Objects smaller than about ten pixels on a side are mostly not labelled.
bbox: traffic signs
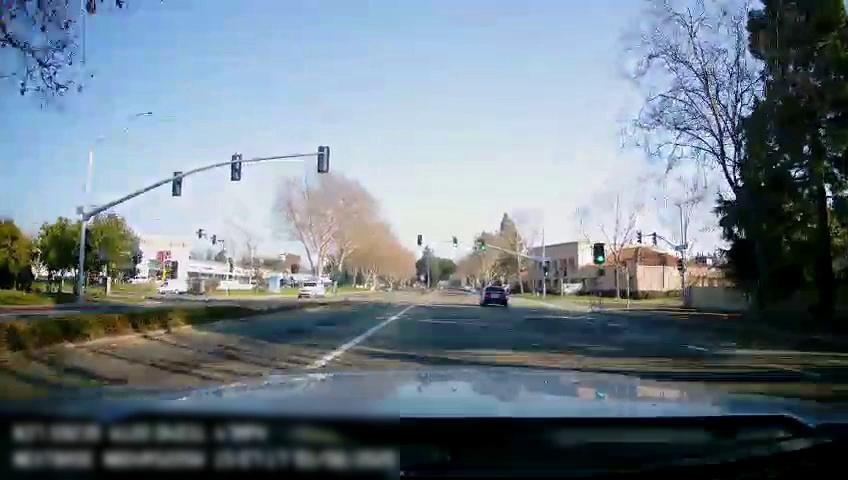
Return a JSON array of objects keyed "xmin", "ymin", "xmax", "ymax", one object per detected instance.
[
  {"xmin": 674, "ymin": 242, "xmax": 689, "ymax": 252},
  {"xmin": 537, "ymin": 255, "xmax": 553, "ymax": 262}
]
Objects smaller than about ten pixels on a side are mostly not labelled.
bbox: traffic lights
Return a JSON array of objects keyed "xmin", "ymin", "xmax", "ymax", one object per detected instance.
[
  {"xmin": 211, "ymin": 234, "xmax": 217, "ymax": 246},
  {"xmin": 677, "ymin": 258, "xmax": 685, "ymax": 272},
  {"xmin": 479, "ymin": 238, "xmax": 488, "ymax": 254},
  {"xmin": 452, "ymin": 235, "xmax": 459, "ymax": 248},
  {"xmin": 230, "ymin": 152, "xmax": 243, "ymax": 182},
  {"xmin": 417, "ymin": 233, "xmax": 423, "ymax": 246},
  {"xmin": 593, "ymin": 242, "xmax": 605, "ymax": 265},
  {"xmin": 651, "ymin": 231, "xmax": 657, "ymax": 246},
  {"xmin": 543, "ymin": 266, "xmax": 549, "ymax": 277},
  {"xmin": 316, "ymin": 145, "xmax": 331, "ymax": 174},
  {"xmin": 290, "ymin": 263, "xmax": 296, "ymax": 274},
  {"xmin": 636, "ymin": 231, "xmax": 643, "ymax": 244},
  {"xmin": 597, "ymin": 267, "xmax": 608, "ymax": 277},
  {"xmin": 197, "ymin": 228, "xmax": 203, "ymax": 239},
  {"xmin": 171, "ymin": 170, "xmax": 183, "ymax": 197}
]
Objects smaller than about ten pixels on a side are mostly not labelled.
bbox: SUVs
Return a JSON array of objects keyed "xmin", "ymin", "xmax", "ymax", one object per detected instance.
[{"xmin": 296, "ymin": 280, "xmax": 327, "ymax": 299}]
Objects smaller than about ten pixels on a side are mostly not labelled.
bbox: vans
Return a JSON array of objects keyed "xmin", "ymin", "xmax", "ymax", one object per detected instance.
[{"xmin": 157, "ymin": 279, "xmax": 189, "ymax": 297}]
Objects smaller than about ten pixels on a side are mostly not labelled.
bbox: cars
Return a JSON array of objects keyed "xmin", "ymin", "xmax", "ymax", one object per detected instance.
[{"xmin": 479, "ymin": 285, "xmax": 509, "ymax": 308}]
